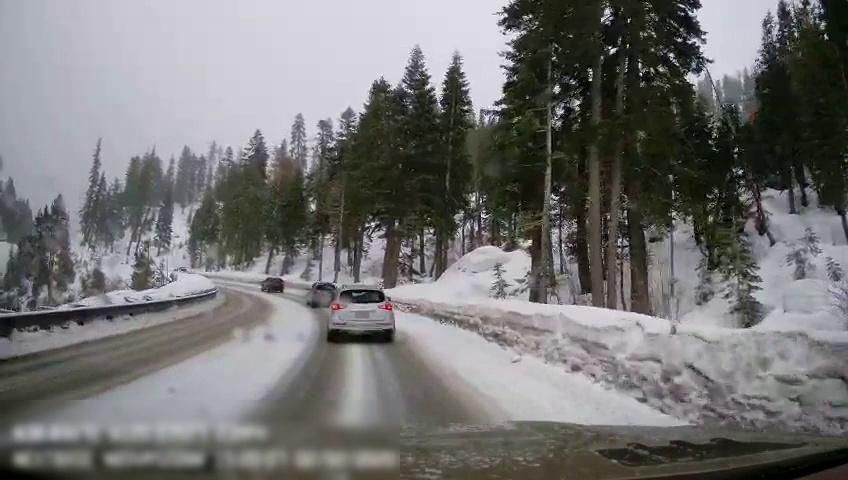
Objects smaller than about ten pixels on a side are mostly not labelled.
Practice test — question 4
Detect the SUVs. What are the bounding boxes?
[328,287,395,345]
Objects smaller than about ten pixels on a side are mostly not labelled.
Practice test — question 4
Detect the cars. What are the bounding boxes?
[261,276,285,293]
[306,281,340,308]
